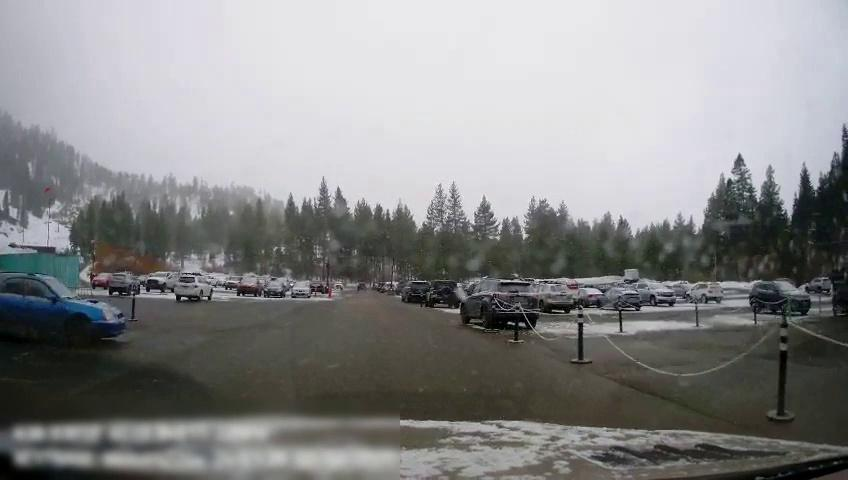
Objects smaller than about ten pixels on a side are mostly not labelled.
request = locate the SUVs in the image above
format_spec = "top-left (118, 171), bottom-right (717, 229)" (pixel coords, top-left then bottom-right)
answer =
top-left (682, 281), bottom-right (723, 304)
top-left (423, 280), bottom-right (459, 309)
top-left (459, 281), bottom-right (539, 329)
top-left (108, 273), bottom-right (141, 297)
top-left (235, 274), bottom-right (263, 298)
top-left (91, 272), bottom-right (111, 291)
top-left (401, 280), bottom-right (430, 303)
top-left (174, 275), bottom-right (214, 303)
top-left (749, 282), bottom-right (812, 318)
top-left (804, 277), bottom-right (832, 293)
top-left (534, 283), bottom-right (575, 314)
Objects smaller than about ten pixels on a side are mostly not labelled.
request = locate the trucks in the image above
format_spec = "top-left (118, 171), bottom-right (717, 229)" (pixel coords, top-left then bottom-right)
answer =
top-left (145, 271), bottom-right (176, 295)
top-left (631, 281), bottom-right (677, 307)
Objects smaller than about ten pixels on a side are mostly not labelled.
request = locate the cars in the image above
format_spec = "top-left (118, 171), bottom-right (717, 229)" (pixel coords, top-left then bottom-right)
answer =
top-left (263, 279), bottom-right (286, 298)
top-left (291, 280), bottom-right (313, 298)
top-left (577, 287), bottom-right (605, 309)
top-left (595, 287), bottom-right (641, 311)
top-left (0, 272), bottom-right (126, 345)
